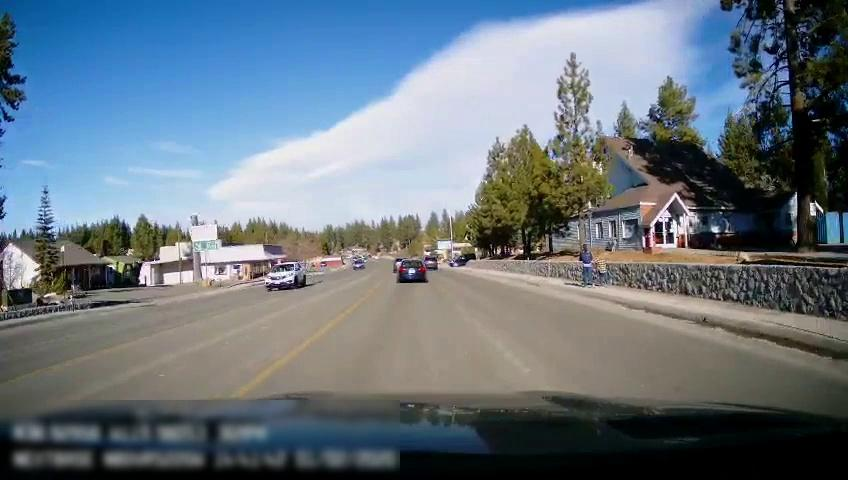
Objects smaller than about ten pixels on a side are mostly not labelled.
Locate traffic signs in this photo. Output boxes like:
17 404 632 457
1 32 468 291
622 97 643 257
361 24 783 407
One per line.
189 225 218 250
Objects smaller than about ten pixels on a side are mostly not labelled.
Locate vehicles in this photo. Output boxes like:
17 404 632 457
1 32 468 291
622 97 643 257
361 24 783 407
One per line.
392 257 408 272
398 259 426 283
424 257 440 271
450 256 469 267
351 257 368 270
36 291 66 307
265 262 308 292
716 226 789 252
